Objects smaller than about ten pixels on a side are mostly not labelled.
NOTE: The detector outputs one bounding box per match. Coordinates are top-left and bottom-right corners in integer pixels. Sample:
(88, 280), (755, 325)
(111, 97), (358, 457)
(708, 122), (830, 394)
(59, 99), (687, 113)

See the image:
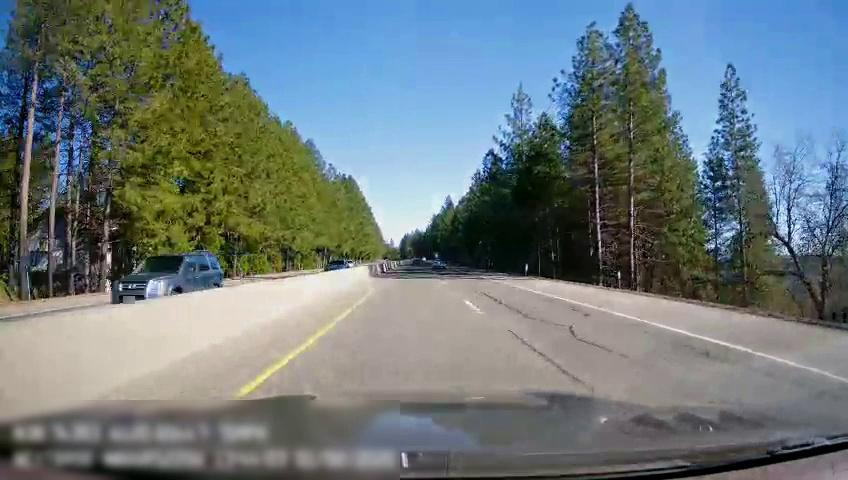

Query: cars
(323, 258), (350, 273)
(432, 259), (448, 271)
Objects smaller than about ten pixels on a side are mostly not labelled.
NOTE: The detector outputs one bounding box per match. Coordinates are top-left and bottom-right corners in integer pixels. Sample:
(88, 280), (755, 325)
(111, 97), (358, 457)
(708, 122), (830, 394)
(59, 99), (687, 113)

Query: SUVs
(110, 252), (225, 305)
